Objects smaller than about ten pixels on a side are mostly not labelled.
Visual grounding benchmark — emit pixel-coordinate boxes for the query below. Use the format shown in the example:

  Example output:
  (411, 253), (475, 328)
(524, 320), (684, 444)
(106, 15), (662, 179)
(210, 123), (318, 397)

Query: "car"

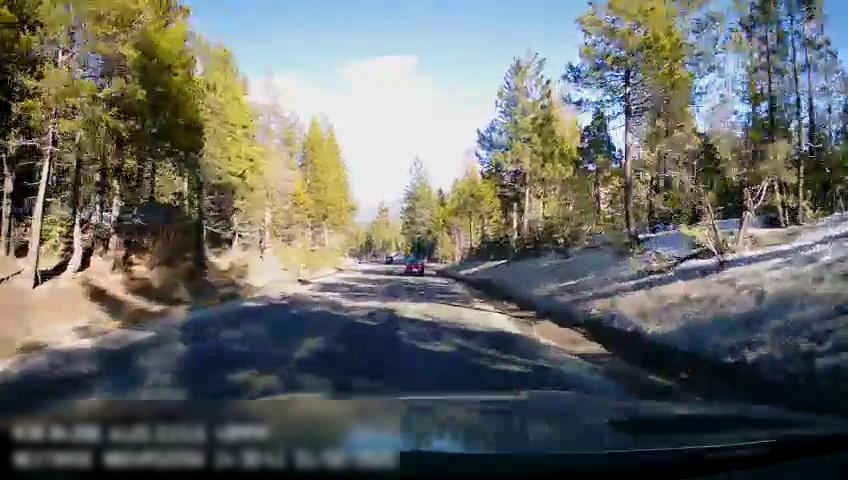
(402, 258), (422, 275)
